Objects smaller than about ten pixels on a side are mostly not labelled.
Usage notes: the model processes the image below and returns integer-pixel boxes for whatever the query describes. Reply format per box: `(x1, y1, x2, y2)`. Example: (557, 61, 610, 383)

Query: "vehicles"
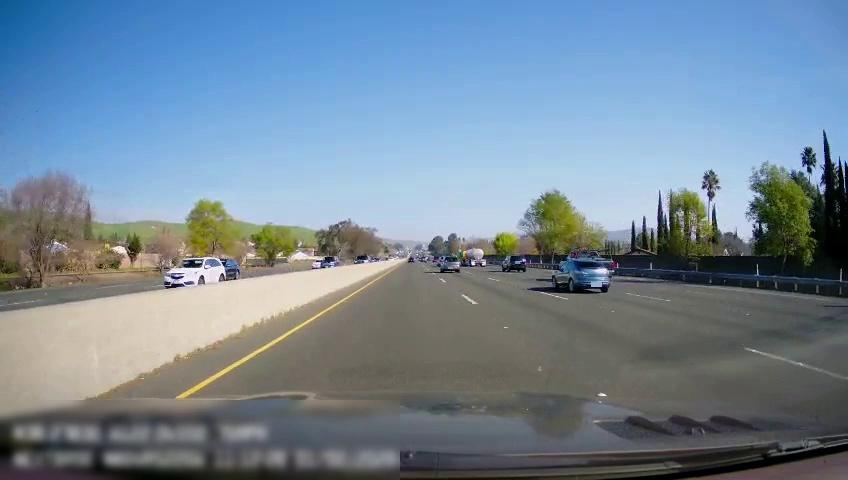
(311, 258, 323, 270)
(163, 257, 226, 288)
(440, 256, 461, 273)
(569, 246, 617, 278)
(219, 258, 241, 281)
(551, 259, 611, 293)
(501, 255, 528, 273)
(354, 255, 372, 264)
(320, 256, 338, 269)
(460, 249, 487, 267)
